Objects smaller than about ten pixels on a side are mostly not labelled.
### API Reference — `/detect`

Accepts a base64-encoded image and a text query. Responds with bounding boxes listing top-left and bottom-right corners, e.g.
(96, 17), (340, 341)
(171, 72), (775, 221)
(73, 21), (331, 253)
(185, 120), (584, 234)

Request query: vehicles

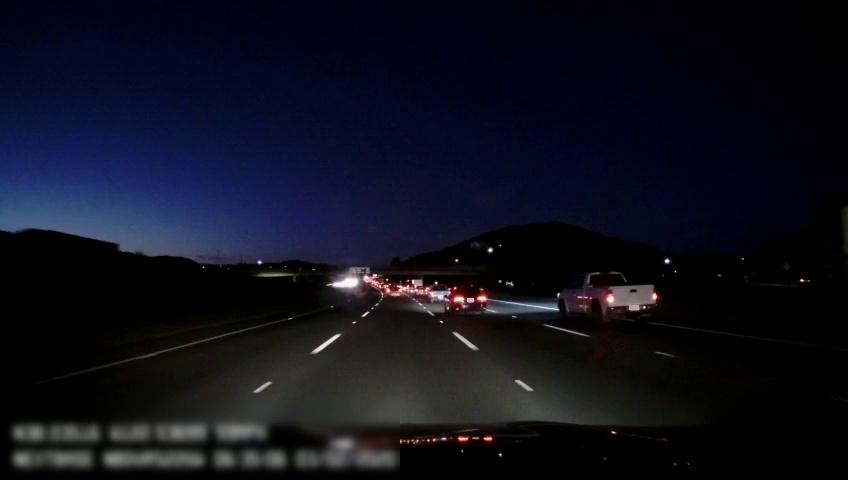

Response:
(385, 284), (402, 298)
(414, 285), (429, 296)
(427, 284), (450, 303)
(557, 270), (655, 326)
(444, 285), (487, 314)
(799, 276), (812, 286)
